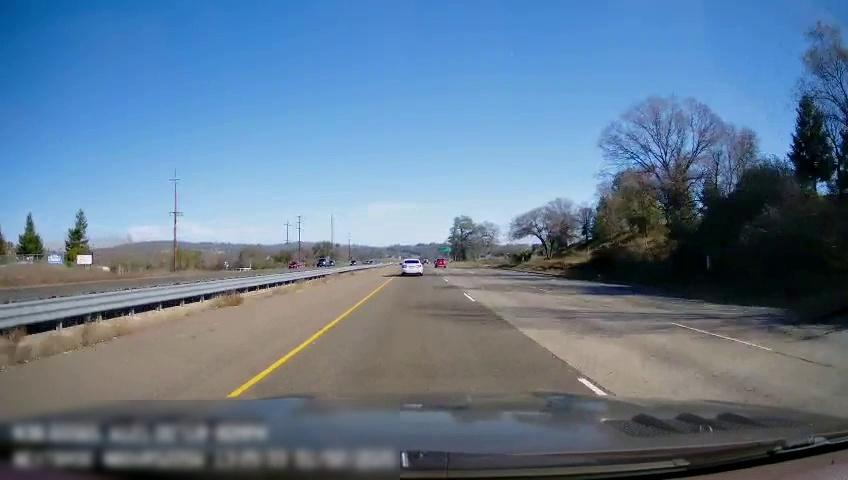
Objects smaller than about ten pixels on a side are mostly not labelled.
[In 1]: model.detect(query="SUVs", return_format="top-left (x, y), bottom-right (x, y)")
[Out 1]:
top-left (316, 258), bottom-right (330, 268)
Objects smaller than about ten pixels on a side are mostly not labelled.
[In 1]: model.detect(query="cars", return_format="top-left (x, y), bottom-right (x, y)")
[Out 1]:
top-left (435, 259), bottom-right (447, 268)
top-left (287, 261), bottom-right (303, 271)
top-left (399, 258), bottom-right (424, 276)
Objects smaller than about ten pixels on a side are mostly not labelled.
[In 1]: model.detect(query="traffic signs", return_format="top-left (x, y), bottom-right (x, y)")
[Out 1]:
top-left (437, 246), bottom-right (452, 253)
